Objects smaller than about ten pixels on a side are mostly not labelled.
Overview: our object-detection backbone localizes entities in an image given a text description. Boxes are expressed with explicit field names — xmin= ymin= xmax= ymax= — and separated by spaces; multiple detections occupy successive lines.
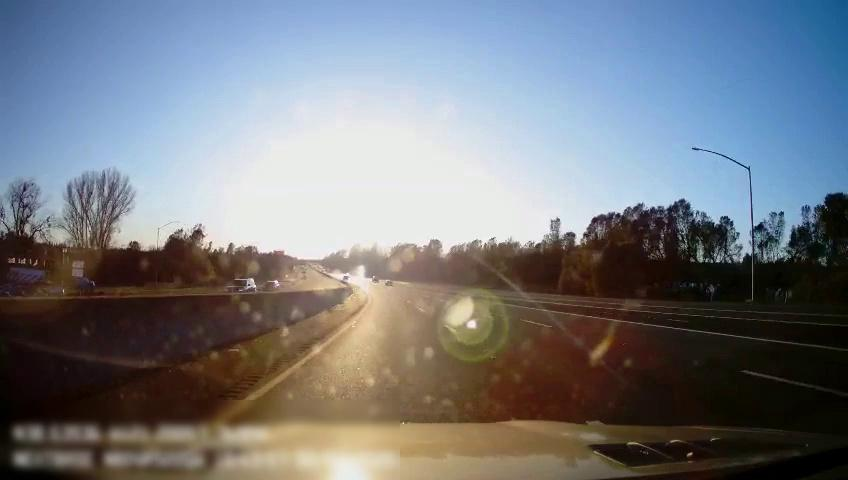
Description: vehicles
xmin=262 ymin=280 xmax=282 ymax=291
xmin=223 ymin=278 xmax=258 ymax=294
xmin=72 ymin=277 xmax=96 ymax=294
